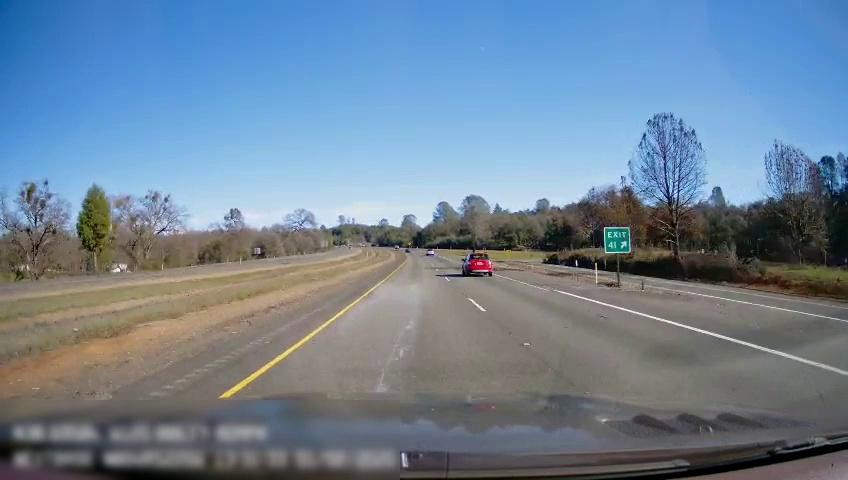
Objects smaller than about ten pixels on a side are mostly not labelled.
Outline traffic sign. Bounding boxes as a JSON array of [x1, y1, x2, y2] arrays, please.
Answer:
[[604, 227, 631, 254]]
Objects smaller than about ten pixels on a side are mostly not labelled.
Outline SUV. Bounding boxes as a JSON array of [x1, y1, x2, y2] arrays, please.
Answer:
[[425, 249, 435, 257]]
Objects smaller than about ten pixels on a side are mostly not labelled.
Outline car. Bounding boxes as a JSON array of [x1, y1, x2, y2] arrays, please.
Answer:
[[461, 253, 493, 277]]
